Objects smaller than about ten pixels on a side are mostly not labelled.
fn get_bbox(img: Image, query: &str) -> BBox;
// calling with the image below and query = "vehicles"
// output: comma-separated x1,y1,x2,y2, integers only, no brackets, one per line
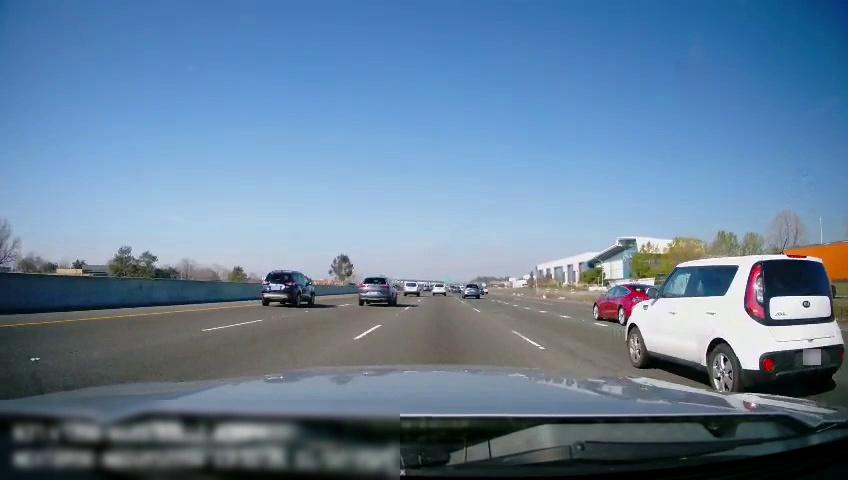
512,280,528,289
783,240,848,284
591,283,659,326
432,282,447,296
358,276,397,306
344,282,357,289
623,253,846,393
261,268,317,308
462,283,481,299
403,281,420,296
